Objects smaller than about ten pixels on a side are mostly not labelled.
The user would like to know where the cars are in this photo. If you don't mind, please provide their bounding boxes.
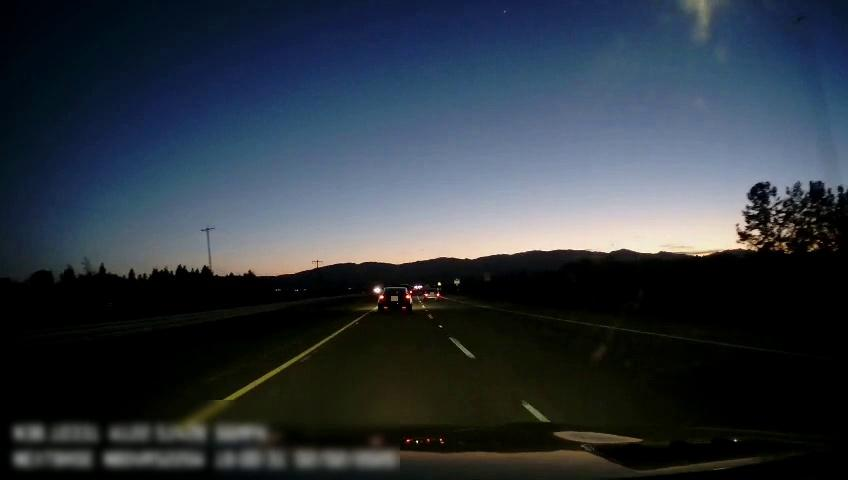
[378,286,412,311]
[423,289,438,301]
